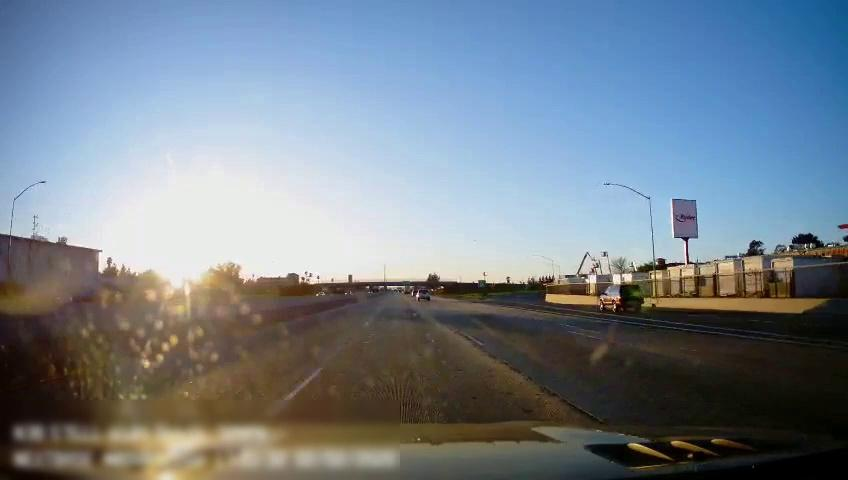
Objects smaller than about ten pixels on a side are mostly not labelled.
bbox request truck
[416,290,430,302]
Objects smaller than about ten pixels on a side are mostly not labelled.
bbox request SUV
[598,284,645,314]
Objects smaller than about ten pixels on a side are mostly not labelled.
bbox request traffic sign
[477,278,487,289]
